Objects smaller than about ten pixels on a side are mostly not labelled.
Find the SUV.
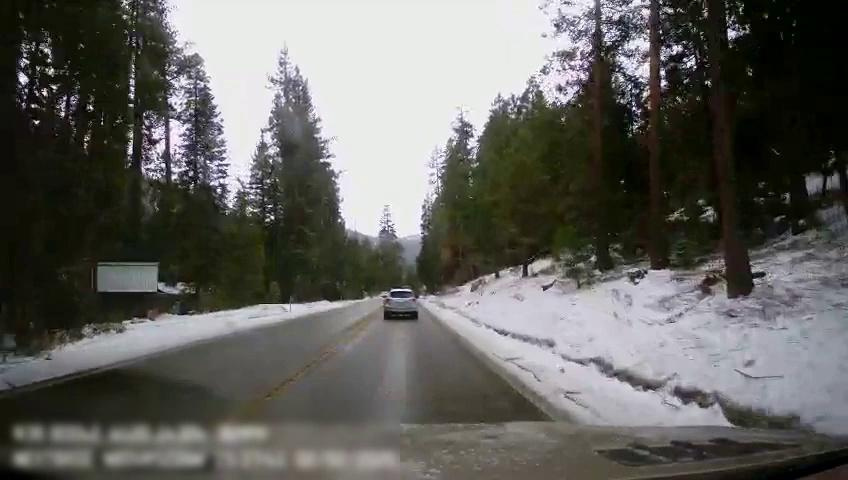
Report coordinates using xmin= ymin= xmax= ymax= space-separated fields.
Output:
xmin=383 ymin=288 xmax=420 ymax=320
